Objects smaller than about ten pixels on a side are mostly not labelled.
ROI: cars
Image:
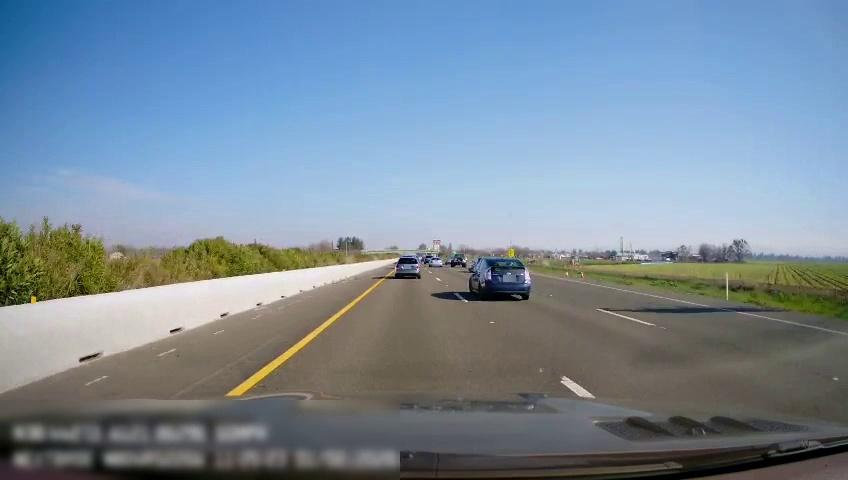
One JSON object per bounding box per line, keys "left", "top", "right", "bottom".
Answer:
{"left": 427, "top": 256, "right": 444, "bottom": 268}
{"left": 449, "top": 254, "right": 467, "bottom": 267}
{"left": 394, "top": 256, "right": 421, "bottom": 279}
{"left": 467, "top": 256, "right": 532, "bottom": 302}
